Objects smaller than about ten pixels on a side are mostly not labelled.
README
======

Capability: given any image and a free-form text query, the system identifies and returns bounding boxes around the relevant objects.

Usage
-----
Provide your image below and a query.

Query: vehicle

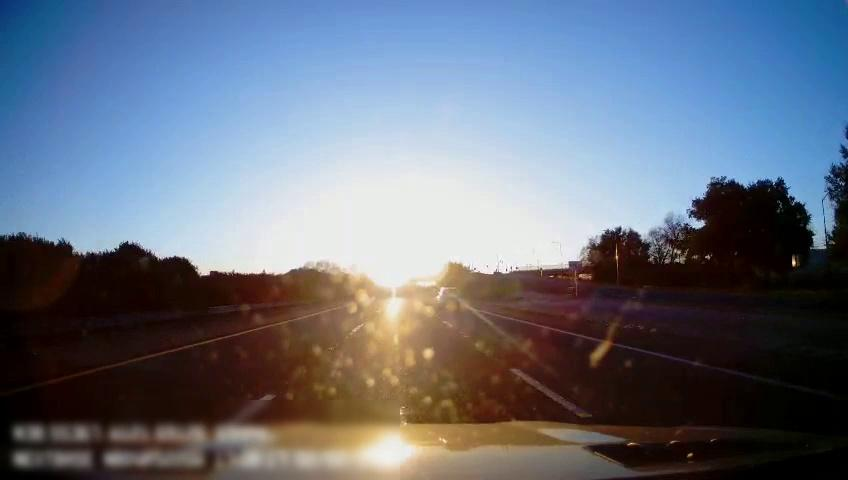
[435,287,467,314]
